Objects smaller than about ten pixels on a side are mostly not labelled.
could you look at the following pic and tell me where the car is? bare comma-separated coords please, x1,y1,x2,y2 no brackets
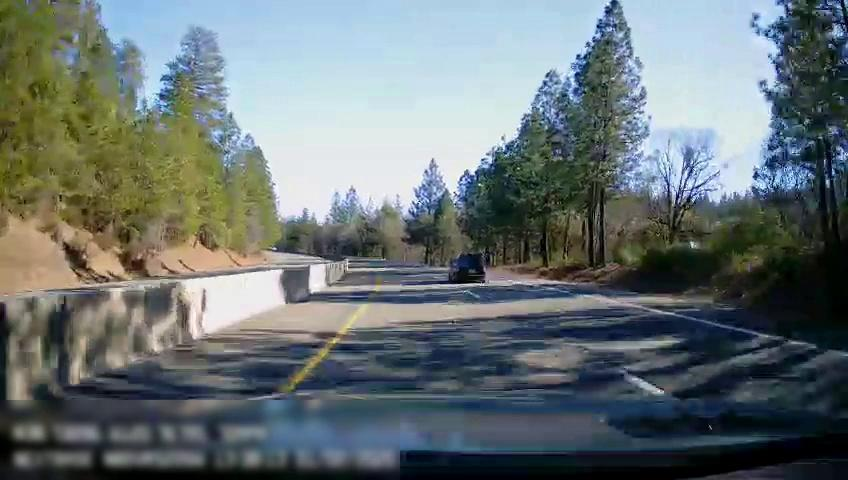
447,254,486,284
